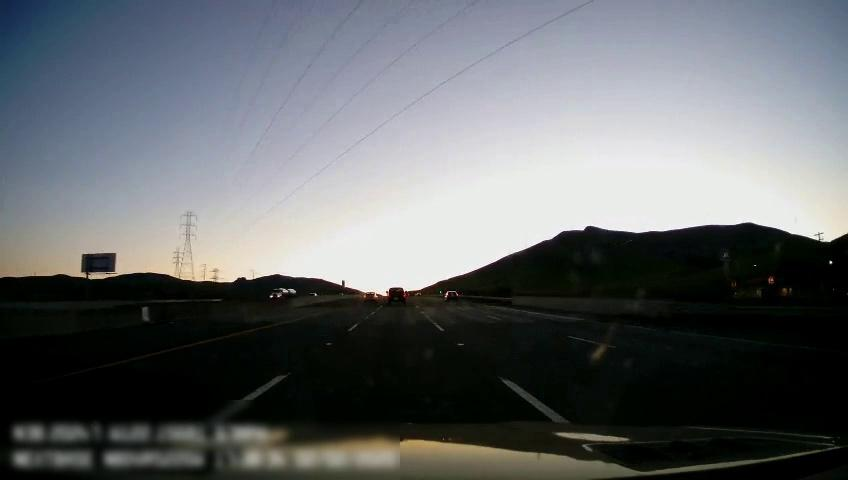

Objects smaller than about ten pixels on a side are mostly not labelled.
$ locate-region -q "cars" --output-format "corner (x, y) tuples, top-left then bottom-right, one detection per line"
(444, 291), (459, 302)
(364, 292), (378, 302)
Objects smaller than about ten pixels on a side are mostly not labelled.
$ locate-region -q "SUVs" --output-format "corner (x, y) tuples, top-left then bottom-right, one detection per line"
(387, 287), (406, 305)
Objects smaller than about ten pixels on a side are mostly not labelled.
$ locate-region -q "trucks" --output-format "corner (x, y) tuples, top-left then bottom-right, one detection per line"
(268, 288), (297, 300)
